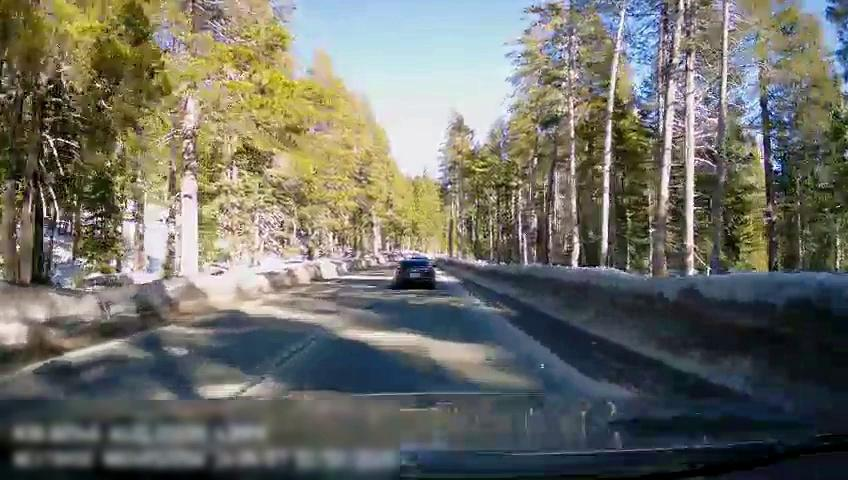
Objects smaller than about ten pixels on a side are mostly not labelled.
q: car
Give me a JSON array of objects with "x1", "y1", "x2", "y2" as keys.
[{"x1": 394, "y1": 259, "x2": 436, "y2": 290}]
